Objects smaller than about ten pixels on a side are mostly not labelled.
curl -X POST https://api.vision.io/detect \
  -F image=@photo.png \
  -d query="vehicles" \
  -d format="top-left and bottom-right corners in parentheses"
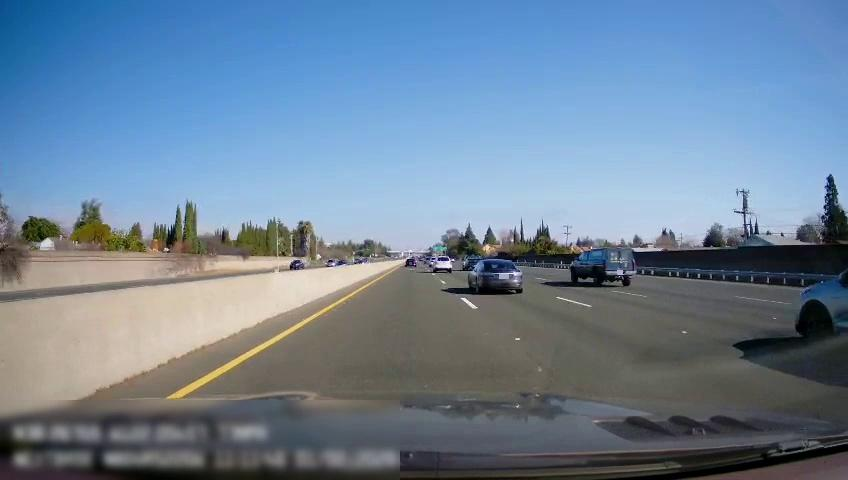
top-left (461, 255), bottom-right (484, 270)
top-left (428, 256), bottom-right (436, 268)
top-left (467, 260), bottom-right (523, 294)
top-left (403, 256), bottom-right (417, 268)
top-left (324, 258), bottom-right (337, 267)
top-left (289, 259), bottom-right (305, 271)
top-left (570, 247), bottom-right (636, 286)
top-left (433, 255), bottom-right (453, 273)
top-left (796, 270), bottom-right (848, 343)
top-left (335, 260), bottom-right (347, 266)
